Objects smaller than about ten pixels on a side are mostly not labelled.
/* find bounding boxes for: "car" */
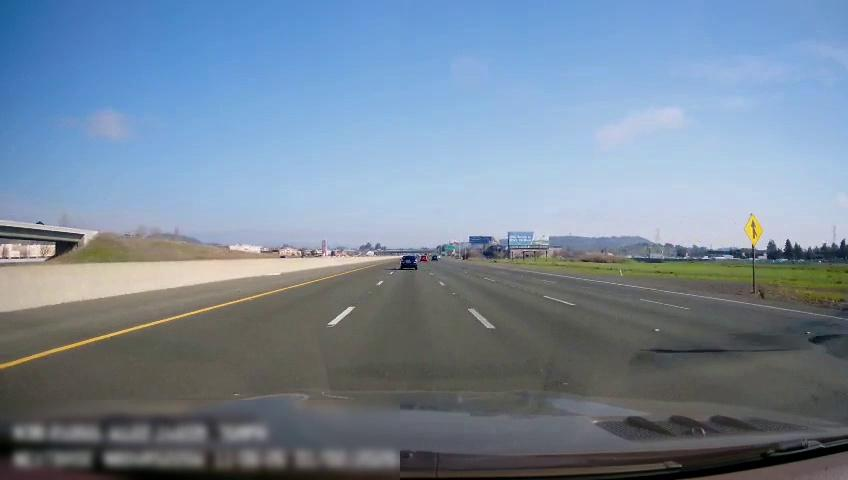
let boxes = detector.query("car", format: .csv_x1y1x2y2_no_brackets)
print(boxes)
400,256,417,270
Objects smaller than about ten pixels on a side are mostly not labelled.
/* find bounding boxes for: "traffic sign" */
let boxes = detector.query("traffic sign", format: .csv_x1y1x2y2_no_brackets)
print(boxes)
744,212,766,246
